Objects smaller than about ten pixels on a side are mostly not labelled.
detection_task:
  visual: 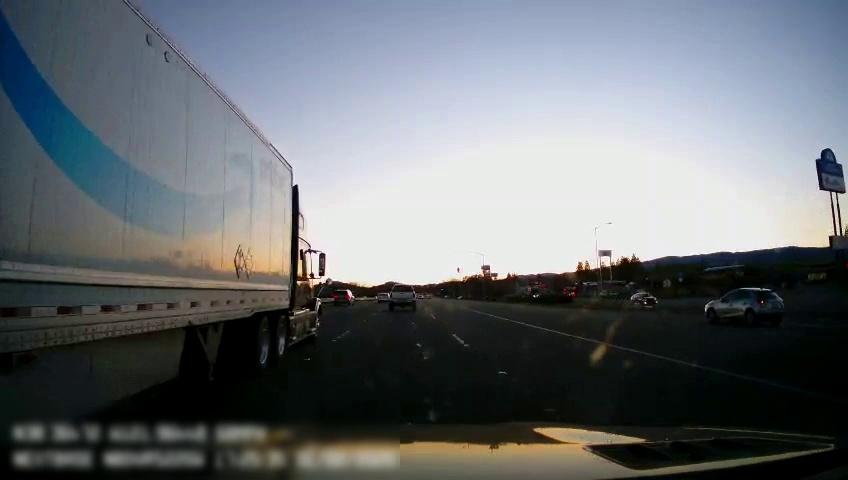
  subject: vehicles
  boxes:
[704,288,784,330]
[333,289,355,307]
[387,284,417,313]
[0,0,326,456]
[630,292,659,307]
[376,293,389,304]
